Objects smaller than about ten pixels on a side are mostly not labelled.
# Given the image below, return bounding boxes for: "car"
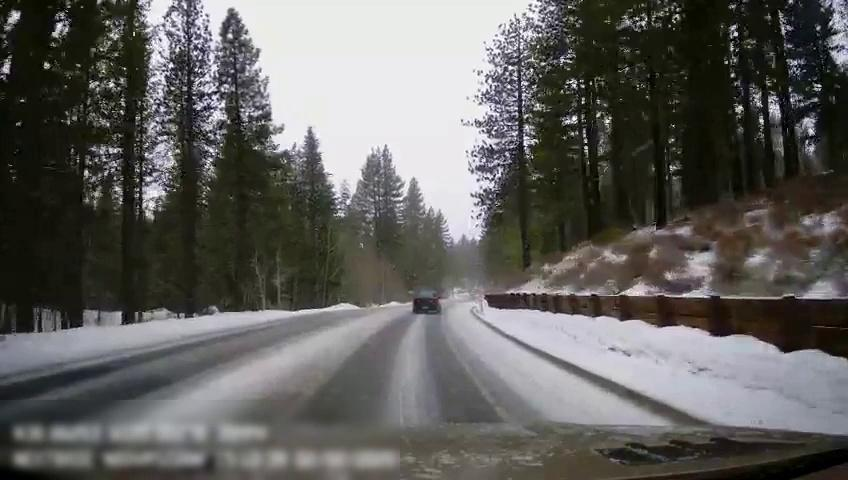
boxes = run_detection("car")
[412,289,441,315]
